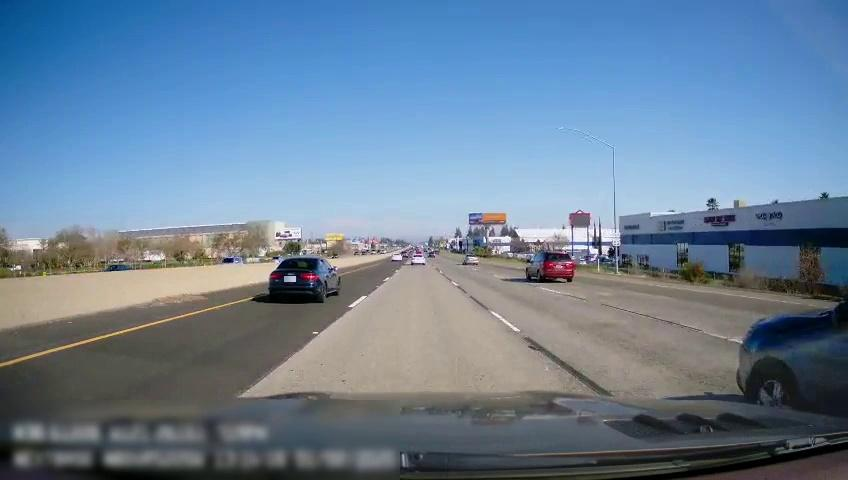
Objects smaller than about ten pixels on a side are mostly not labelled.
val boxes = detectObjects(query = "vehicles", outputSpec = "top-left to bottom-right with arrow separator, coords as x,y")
391,252 -> 403,262
271,255 -> 286,264
104,263 -> 132,273
462,254 -> 479,266
734,297 -> 848,419
267,255 -> 341,304
218,256 -> 244,266
525,249 -> 576,283
410,253 -> 426,266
